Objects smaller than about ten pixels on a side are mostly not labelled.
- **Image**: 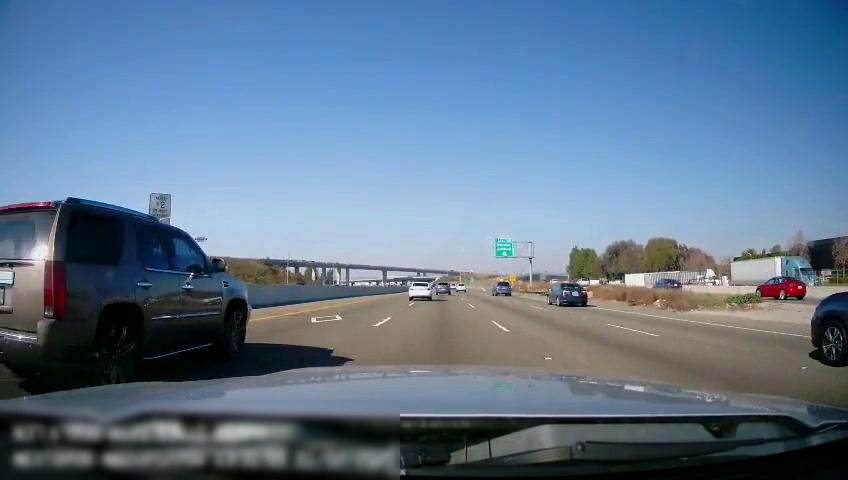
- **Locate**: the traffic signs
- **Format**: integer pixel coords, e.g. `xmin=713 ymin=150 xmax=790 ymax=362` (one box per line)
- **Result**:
xmin=495 ymin=237 xmax=514 ymax=258
xmin=148 ymin=192 xmax=172 ymax=226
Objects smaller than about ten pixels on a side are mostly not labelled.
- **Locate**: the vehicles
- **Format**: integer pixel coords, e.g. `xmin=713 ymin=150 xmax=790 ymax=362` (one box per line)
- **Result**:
xmin=546 ymin=282 xmax=588 ymax=308
xmin=435 ymin=282 xmax=451 ymax=296
xmin=755 ymin=275 xmax=807 ymax=301
xmin=408 ymin=281 xmax=433 ymax=302
xmin=729 ymin=254 xmax=818 ymax=287
xmin=0 ymin=195 xmax=254 ymax=386
xmin=624 ymin=273 xmax=646 ymax=289
xmin=549 ymin=278 xmax=559 ymax=284
xmin=491 ymin=281 xmax=512 ymax=297
xmin=810 ymin=290 xmax=848 ymax=368
xmin=655 ymin=277 xmax=683 ymax=290
xmin=455 ymin=283 xmax=467 ymax=293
